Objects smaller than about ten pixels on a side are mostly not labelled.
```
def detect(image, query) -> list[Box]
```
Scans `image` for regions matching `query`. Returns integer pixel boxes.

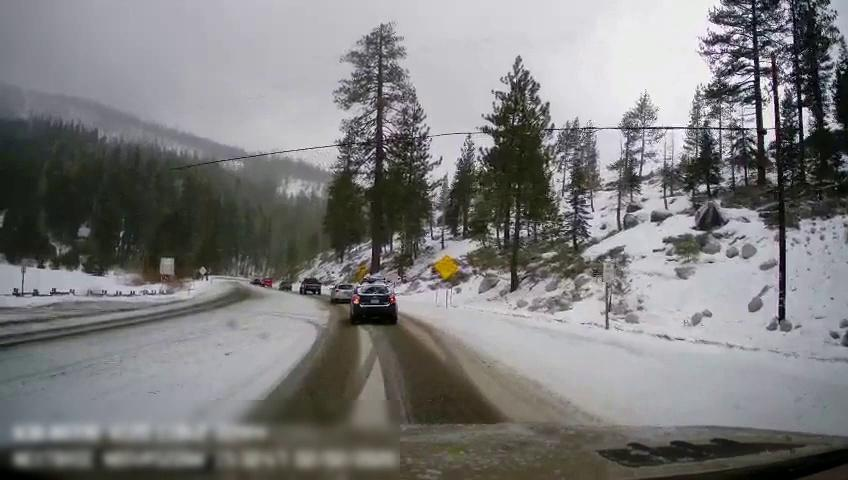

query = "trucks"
[299,278,321,295]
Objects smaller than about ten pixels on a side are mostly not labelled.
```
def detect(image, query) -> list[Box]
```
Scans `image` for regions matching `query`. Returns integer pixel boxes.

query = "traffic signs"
[434,254,460,282]
[159,258,175,276]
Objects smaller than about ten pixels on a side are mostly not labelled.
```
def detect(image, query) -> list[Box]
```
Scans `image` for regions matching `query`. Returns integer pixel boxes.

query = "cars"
[330,284,356,303]
[349,280,398,326]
